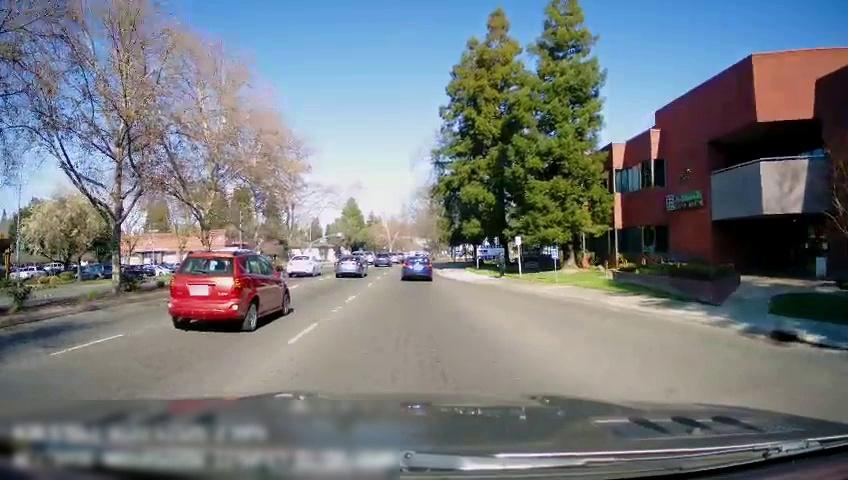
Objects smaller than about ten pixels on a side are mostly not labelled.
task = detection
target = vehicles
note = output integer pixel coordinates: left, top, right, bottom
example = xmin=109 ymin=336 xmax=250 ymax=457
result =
xmin=374 ymin=252 xmax=392 ymax=267
xmin=335 ymin=255 xmax=368 ymax=279
xmin=287 ymin=254 xmax=321 ymax=278
xmin=400 ymin=255 xmax=432 ymax=282
xmin=167 ymin=251 xmax=290 ymax=332
xmin=388 ymin=251 xmax=407 ymax=264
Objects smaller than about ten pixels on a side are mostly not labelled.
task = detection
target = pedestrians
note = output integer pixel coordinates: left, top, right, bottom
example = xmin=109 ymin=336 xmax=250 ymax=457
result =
xmin=494 ymin=251 xmax=507 ymax=277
